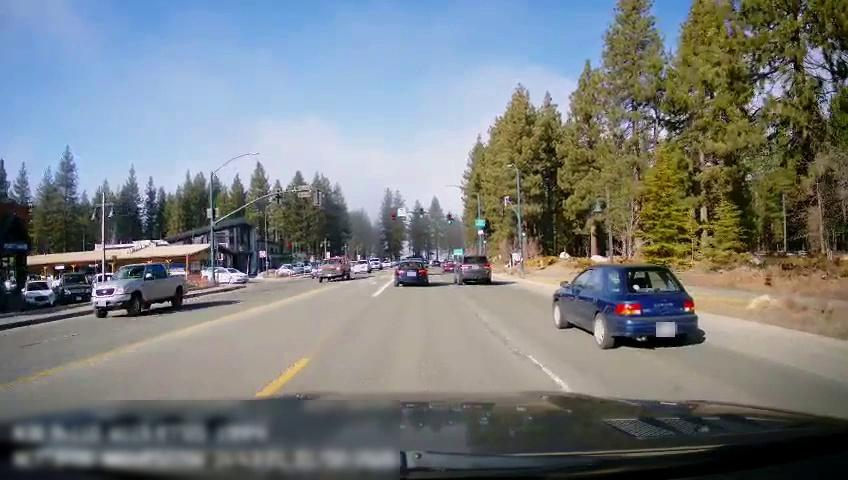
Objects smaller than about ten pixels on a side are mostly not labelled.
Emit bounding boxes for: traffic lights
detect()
[390,210,397,223]
[312,193,321,208]
[447,212,455,225]
[417,208,425,221]
[274,192,282,204]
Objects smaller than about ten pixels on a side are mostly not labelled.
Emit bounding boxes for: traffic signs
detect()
[397,208,410,217]
[452,248,463,255]
[473,215,486,229]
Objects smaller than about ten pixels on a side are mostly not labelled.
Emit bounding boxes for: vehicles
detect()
[552,263,699,351]
[453,255,493,286]
[20,280,55,308]
[0,279,10,314]
[52,273,92,303]
[369,258,382,270]
[310,262,320,278]
[210,267,248,284]
[441,257,459,272]
[352,260,368,273]
[94,264,188,318]
[318,257,353,282]
[83,272,115,297]
[393,260,428,287]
